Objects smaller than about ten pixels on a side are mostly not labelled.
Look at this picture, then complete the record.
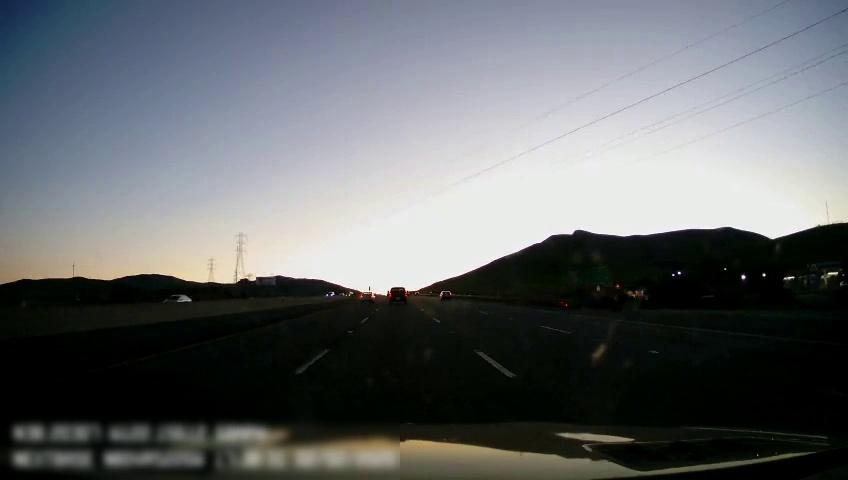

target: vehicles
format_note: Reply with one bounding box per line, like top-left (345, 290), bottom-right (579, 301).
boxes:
top-left (325, 292), bottom-right (336, 297)
top-left (162, 295), bottom-right (192, 304)
top-left (439, 291), bottom-right (452, 301)
top-left (389, 287), bottom-right (408, 305)
top-left (360, 292), bottom-right (375, 304)
top-left (556, 301), bottom-right (568, 309)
